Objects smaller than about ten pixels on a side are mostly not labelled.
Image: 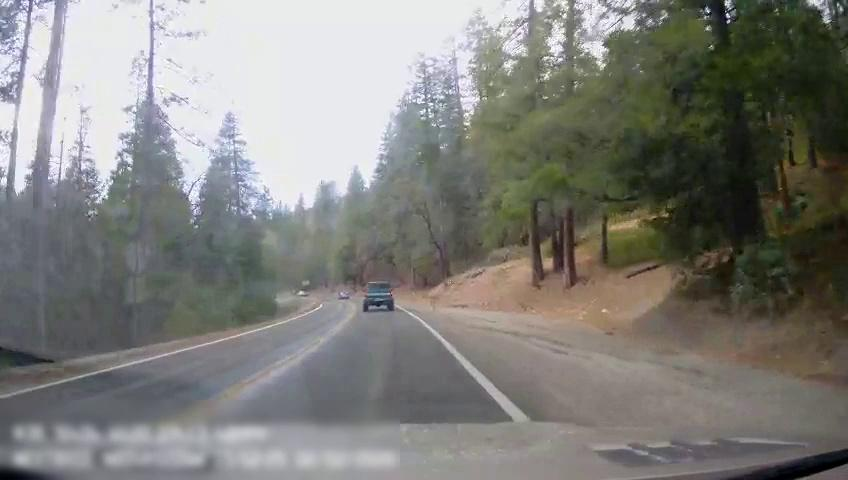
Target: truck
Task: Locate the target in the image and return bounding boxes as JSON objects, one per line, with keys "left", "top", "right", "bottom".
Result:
{"left": 362, "top": 281, "right": 395, "bottom": 312}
